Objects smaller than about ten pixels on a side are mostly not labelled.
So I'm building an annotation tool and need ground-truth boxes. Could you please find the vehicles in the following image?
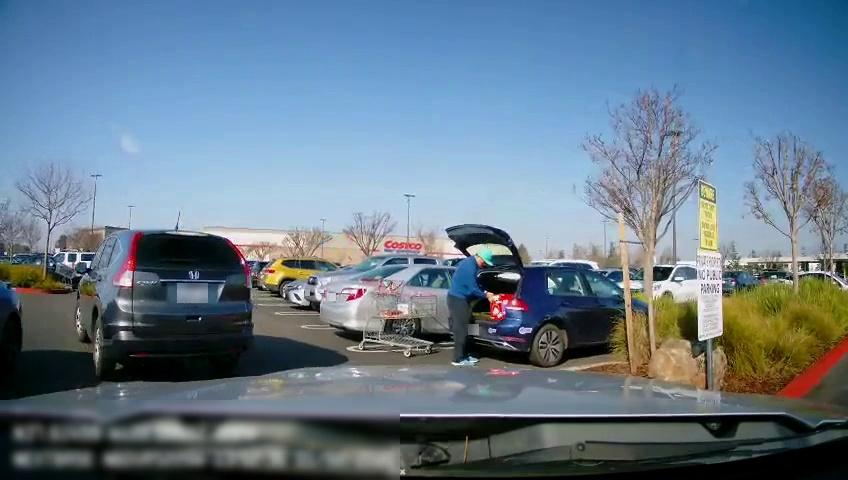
[54,252,95,271]
[528,257,602,271]
[284,279,318,311]
[720,269,760,294]
[73,227,256,382]
[250,260,269,279]
[259,256,341,299]
[0,278,25,359]
[618,264,698,305]
[774,268,848,293]
[318,262,456,338]
[303,252,443,304]
[443,222,650,369]
[593,267,642,284]
[21,253,81,290]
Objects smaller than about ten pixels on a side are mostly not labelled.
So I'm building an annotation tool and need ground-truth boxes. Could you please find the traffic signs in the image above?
[697,178,718,252]
[695,249,724,343]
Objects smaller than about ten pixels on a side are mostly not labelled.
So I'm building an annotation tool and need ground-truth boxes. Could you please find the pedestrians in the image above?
[445,247,495,368]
